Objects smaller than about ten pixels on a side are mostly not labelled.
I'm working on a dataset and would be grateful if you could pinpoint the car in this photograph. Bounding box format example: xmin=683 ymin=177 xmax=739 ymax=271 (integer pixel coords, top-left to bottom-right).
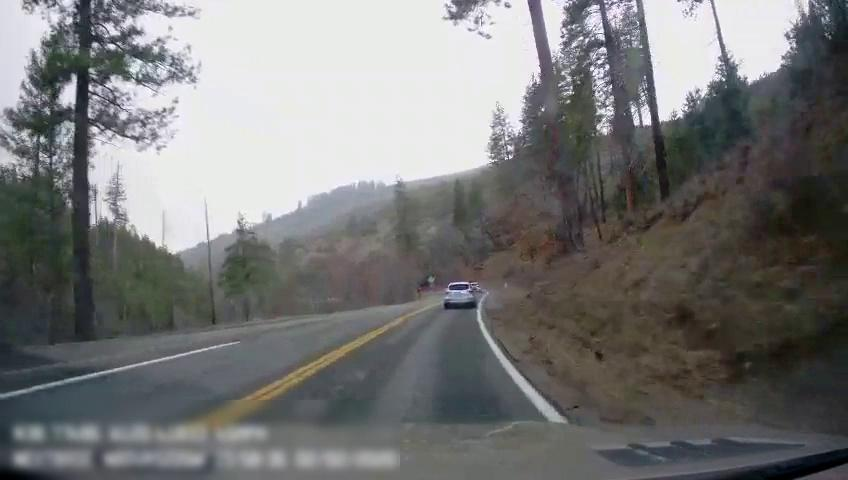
xmin=443 ymin=282 xmax=478 ymax=309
